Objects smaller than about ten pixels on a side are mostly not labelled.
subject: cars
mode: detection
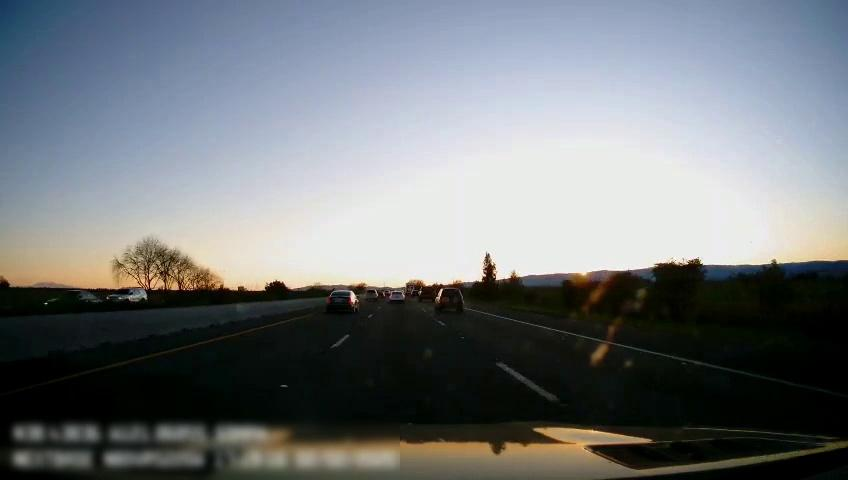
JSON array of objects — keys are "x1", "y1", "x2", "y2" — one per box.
[
  {"x1": 389, "y1": 291, "x2": 404, "y2": 304},
  {"x1": 42, "y1": 289, "x2": 104, "y2": 311},
  {"x1": 326, "y1": 289, "x2": 361, "y2": 314}
]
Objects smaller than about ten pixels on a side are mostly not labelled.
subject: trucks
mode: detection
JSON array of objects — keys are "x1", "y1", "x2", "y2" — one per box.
[
  {"x1": 418, "y1": 286, "x2": 436, "y2": 303},
  {"x1": 404, "y1": 282, "x2": 414, "y2": 296}
]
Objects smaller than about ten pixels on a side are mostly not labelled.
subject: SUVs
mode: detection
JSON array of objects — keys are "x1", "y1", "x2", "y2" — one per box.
[
  {"x1": 364, "y1": 288, "x2": 379, "y2": 302},
  {"x1": 434, "y1": 287, "x2": 464, "y2": 313},
  {"x1": 106, "y1": 287, "x2": 148, "y2": 306}
]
